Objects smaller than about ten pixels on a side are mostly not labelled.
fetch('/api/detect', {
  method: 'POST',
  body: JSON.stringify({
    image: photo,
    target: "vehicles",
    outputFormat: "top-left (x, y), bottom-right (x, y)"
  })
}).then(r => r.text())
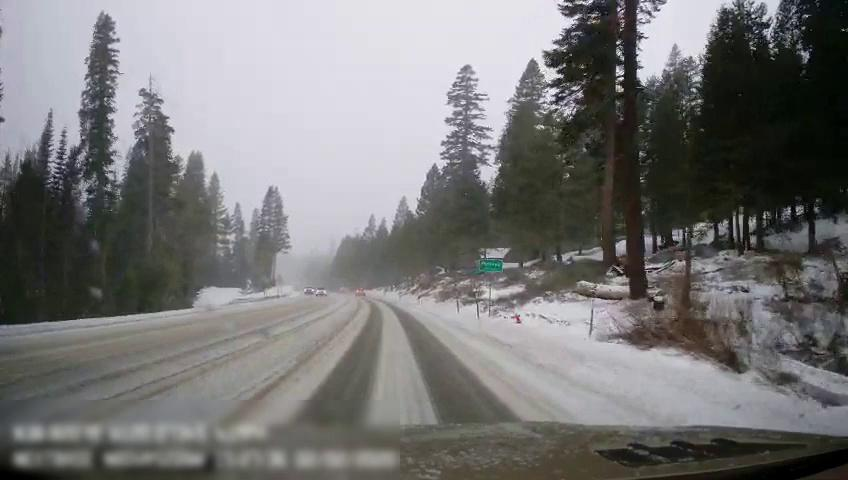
top-left (354, 288), bottom-right (366, 297)
top-left (302, 286), bottom-right (314, 295)
top-left (315, 287), bottom-right (328, 297)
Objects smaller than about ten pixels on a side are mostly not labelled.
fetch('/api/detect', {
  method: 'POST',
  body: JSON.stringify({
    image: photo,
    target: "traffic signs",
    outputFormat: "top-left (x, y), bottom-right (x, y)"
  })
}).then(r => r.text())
top-left (477, 257), bottom-right (505, 274)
